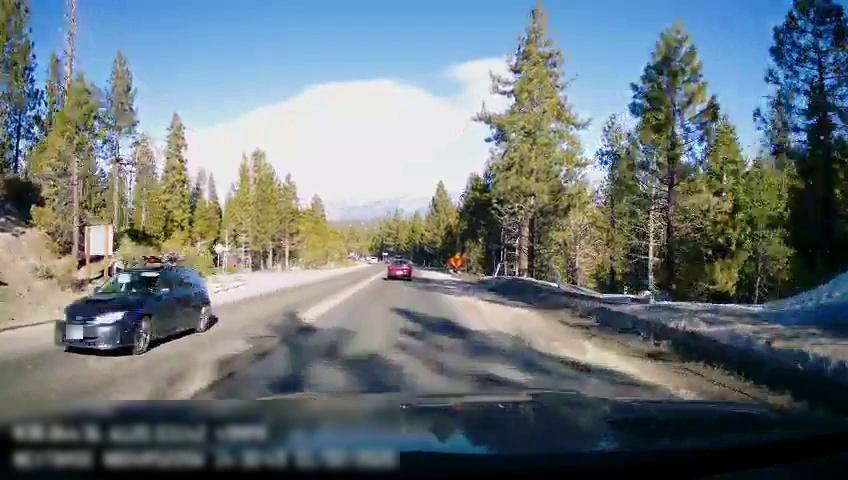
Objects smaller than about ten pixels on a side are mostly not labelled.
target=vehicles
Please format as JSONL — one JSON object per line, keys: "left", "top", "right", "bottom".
{"left": 55, "top": 264, "right": 215, "bottom": 357}
{"left": 388, "top": 262, "right": 412, "bottom": 279}
{"left": 366, "top": 256, "right": 378, "bottom": 264}
{"left": 387, "top": 255, "right": 402, "bottom": 265}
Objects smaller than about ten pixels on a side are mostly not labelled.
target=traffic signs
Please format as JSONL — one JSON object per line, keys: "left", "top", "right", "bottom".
{"left": 450, "top": 256, "right": 465, "bottom": 269}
